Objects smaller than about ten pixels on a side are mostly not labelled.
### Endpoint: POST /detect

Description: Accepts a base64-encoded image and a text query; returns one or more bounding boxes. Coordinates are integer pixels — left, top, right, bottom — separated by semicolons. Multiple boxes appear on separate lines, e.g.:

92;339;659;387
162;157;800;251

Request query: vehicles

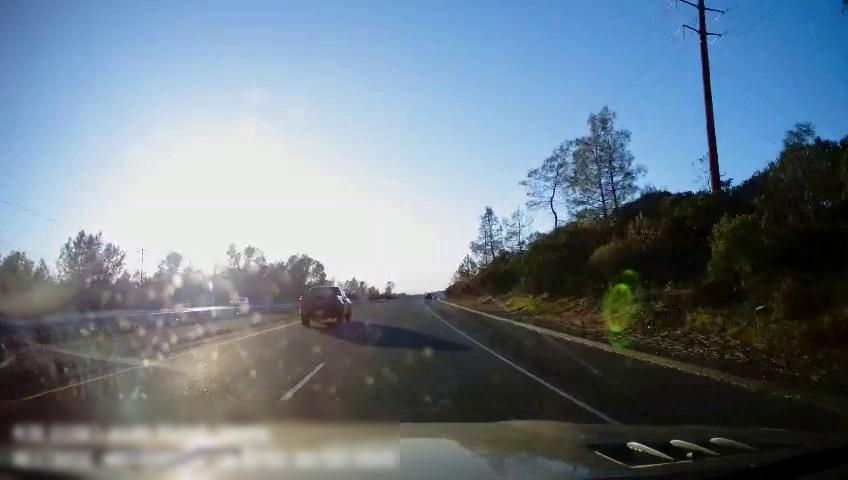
229;297;250;307
298;286;352;325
